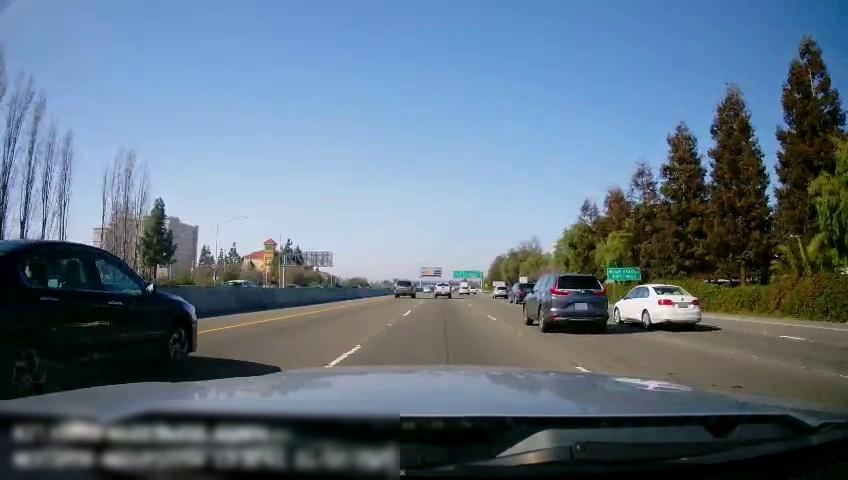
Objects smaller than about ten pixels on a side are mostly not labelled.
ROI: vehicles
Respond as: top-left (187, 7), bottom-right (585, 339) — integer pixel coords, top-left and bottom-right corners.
top-left (509, 283), bottom-right (536, 304)
top-left (0, 237), bottom-right (200, 404)
top-left (612, 284), bottom-right (702, 330)
top-left (492, 285), bottom-right (509, 298)
top-left (221, 279), bottom-right (257, 288)
top-left (434, 282), bottom-right (453, 298)
top-left (459, 285), bottom-right (471, 295)
top-left (283, 283), bottom-right (302, 288)
top-left (394, 279), bottom-right (418, 299)
top-left (521, 273), bottom-right (608, 333)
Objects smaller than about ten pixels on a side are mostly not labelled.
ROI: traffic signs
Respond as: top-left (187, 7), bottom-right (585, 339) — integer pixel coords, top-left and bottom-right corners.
top-left (606, 267), bottom-right (642, 282)
top-left (453, 270), bottom-right (464, 278)
top-left (464, 270), bottom-right (481, 279)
